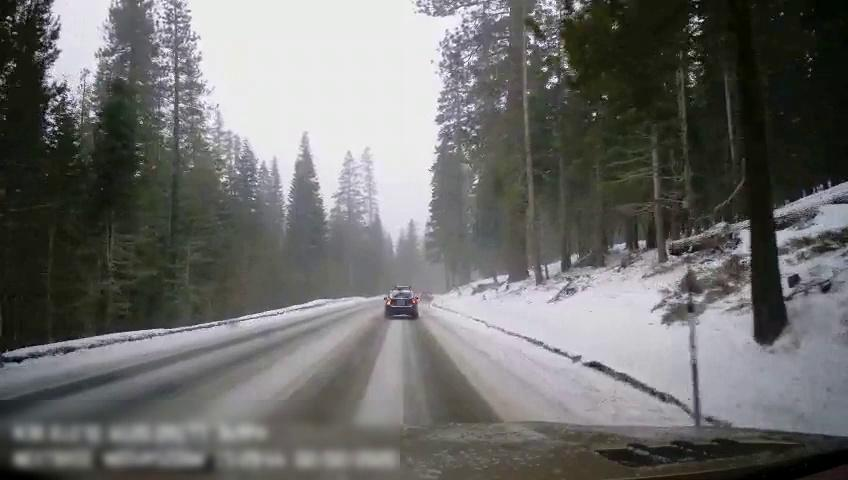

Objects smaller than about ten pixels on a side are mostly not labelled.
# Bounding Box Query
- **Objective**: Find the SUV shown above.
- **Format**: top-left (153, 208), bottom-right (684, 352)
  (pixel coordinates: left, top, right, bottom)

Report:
top-left (383, 285), bottom-right (419, 320)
